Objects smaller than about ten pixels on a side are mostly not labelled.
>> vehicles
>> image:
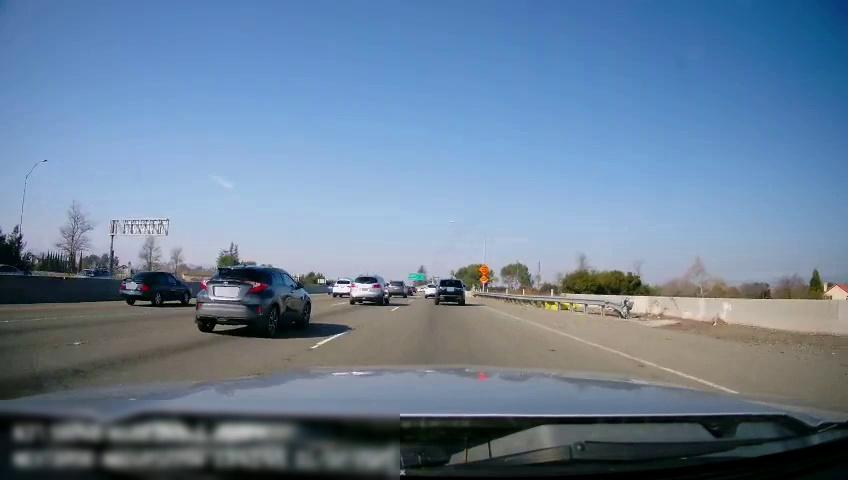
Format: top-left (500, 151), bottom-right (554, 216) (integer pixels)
top-left (349, 274), bottom-right (390, 307)
top-left (0, 263), bottom-right (26, 276)
top-left (434, 279), bottom-right (466, 306)
top-left (195, 265), bottom-right (312, 339)
top-left (74, 268), bottom-right (113, 278)
top-left (332, 278), bottom-right (357, 298)
top-left (387, 280), bottom-right (409, 299)
top-left (120, 271), bottom-right (192, 307)
top-left (424, 283), bottom-right (441, 299)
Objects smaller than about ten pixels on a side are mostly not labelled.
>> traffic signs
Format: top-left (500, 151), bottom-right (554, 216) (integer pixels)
top-left (478, 274), bottom-right (489, 285)
top-left (477, 263), bottom-right (491, 276)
